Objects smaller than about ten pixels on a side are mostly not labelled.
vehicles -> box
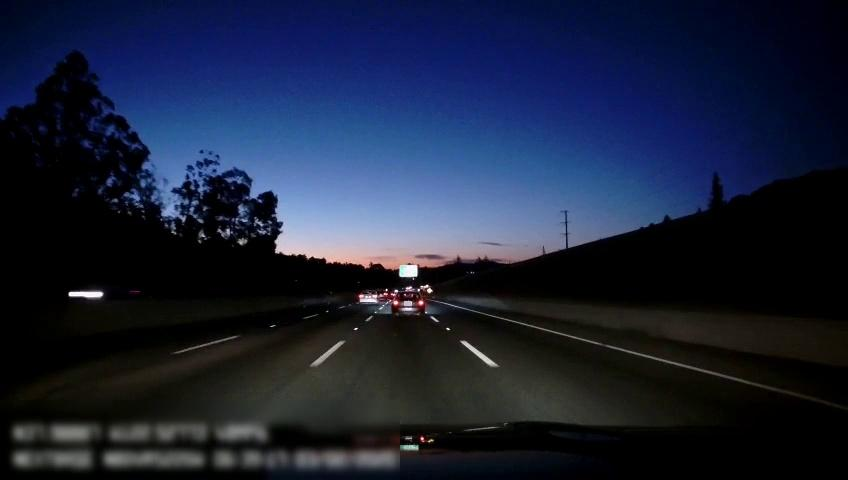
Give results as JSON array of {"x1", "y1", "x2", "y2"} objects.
[
  {"x1": 67, "y1": 278, "x2": 142, "y2": 302},
  {"x1": 375, "y1": 289, "x2": 387, "y2": 300},
  {"x1": 391, "y1": 290, "x2": 425, "y2": 318},
  {"x1": 358, "y1": 290, "x2": 379, "y2": 307}
]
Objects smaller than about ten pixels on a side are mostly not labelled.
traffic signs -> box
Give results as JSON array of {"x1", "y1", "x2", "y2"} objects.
[{"x1": 399, "y1": 265, "x2": 418, "y2": 277}]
